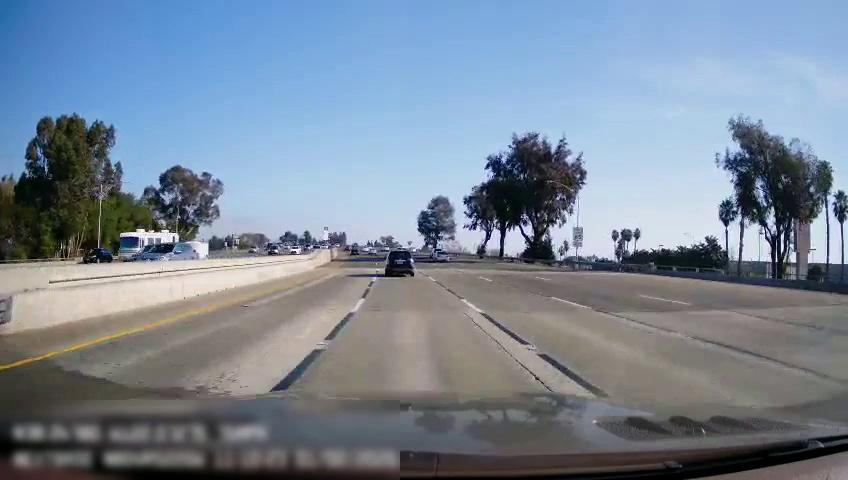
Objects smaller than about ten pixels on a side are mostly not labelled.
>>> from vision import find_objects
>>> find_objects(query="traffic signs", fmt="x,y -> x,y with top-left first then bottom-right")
322,226 -> 329,241
572,241 -> 583,248
572,226 -> 584,241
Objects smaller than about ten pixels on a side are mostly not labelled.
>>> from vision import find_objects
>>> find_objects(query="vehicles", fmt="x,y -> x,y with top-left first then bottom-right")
117,228 -> 179,261
429,248 -> 441,258
134,241 -> 200,262
266,244 -> 282,256
247,245 -> 261,254
129,243 -> 160,262
432,251 -> 450,263
82,247 -> 114,265
383,249 -> 415,277
183,241 -> 209,260
288,245 -> 303,256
